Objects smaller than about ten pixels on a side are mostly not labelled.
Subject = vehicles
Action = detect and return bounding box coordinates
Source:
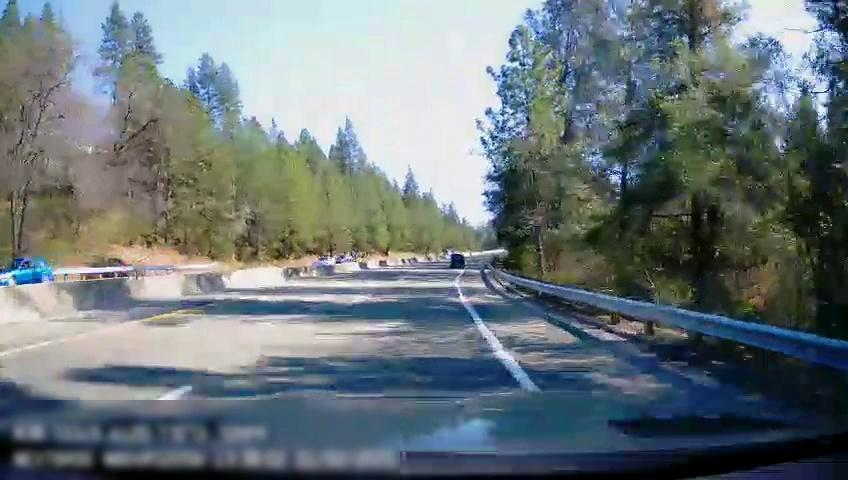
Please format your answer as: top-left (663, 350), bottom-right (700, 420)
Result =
top-left (450, 254), bottom-right (465, 268)
top-left (0, 257), bottom-right (58, 288)
top-left (316, 256), bottom-right (336, 267)
top-left (335, 255), bottom-right (353, 265)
